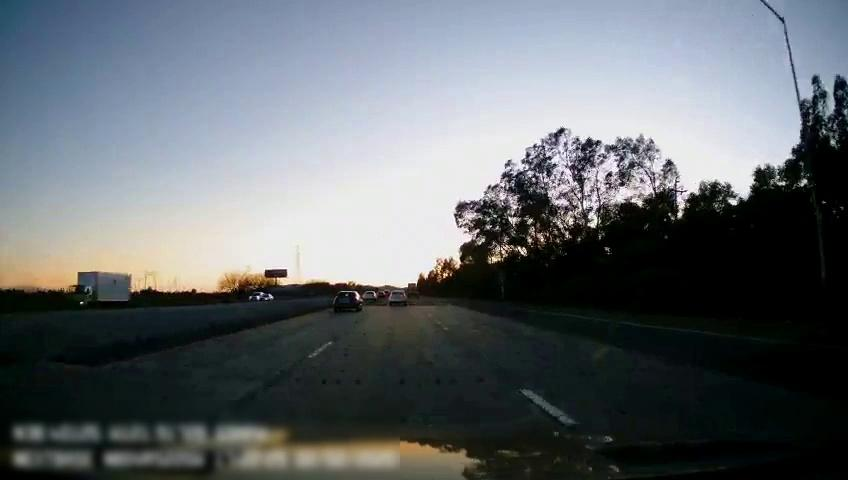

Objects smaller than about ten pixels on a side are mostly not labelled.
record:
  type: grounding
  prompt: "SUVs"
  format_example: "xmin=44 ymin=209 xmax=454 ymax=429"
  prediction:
xmin=249 ymin=291 xmax=263 ymax=301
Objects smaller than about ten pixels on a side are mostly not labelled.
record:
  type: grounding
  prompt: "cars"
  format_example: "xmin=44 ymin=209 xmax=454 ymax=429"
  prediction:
xmin=260 ymin=292 xmax=274 ymax=301
xmin=388 ymin=289 xmax=408 ymax=306
xmin=333 ymin=290 xmax=363 ymax=313
xmin=362 ymin=290 xmax=379 ymax=302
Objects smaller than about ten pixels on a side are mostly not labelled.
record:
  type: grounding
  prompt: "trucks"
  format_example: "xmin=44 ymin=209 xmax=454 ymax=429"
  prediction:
xmin=66 ymin=271 xmax=133 ymax=311
xmin=407 ymin=284 xmax=419 ymax=299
